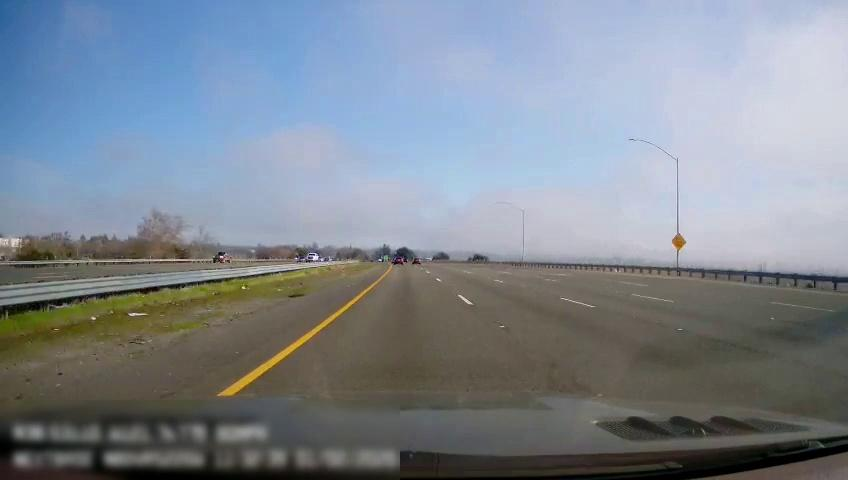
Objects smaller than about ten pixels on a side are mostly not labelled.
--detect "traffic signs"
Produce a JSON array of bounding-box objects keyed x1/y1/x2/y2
[{"x1": 672, "y1": 232, "x2": 686, "y2": 250}]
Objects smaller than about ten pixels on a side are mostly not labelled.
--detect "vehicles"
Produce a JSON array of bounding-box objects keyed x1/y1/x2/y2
[
  {"x1": 212, "y1": 251, "x2": 232, "y2": 264},
  {"x1": 305, "y1": 252, "x2": 321, "y2": 263}
]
